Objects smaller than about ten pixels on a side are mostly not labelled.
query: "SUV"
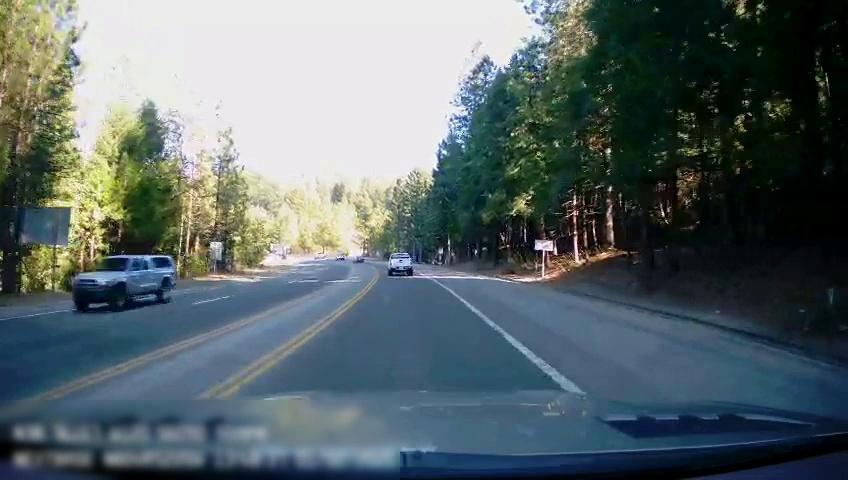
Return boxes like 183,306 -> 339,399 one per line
70,254 -> 178,312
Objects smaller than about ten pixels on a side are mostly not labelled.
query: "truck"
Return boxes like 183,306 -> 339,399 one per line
386,252 -> 414,277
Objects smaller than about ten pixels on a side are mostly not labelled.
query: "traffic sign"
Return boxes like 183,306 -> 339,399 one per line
534,239 -> 554,251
